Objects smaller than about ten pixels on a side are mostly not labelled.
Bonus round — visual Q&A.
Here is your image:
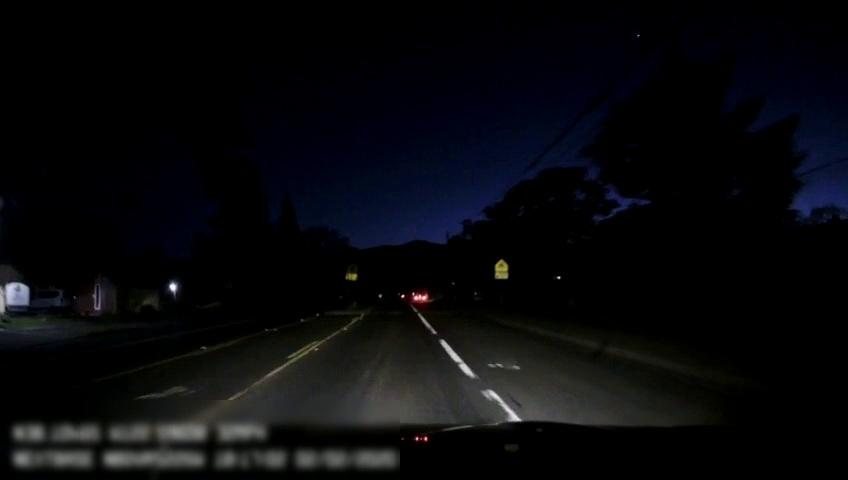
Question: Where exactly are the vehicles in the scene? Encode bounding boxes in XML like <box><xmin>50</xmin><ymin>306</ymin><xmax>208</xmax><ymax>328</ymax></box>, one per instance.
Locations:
<box><xmin>412</xmin><ymin>290</ymin><xmax>429</xmax><ymax>303</ymax></box>
<box><xmin>28</xmin><ymin>288</ymin><xmax>74</xmax><ymax>318</ymax></box>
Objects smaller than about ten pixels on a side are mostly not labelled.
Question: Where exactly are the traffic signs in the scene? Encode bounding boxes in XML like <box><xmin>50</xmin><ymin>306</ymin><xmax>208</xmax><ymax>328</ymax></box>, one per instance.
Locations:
<box><xmin>494</xmin><ymin>258</ymin><xmax>509</xmax><ymax>272</ymax></box>
<box><xmin>347</xmin><ymin>263</ymin><xmax>359</xmax><ymax>273</ymax></box>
